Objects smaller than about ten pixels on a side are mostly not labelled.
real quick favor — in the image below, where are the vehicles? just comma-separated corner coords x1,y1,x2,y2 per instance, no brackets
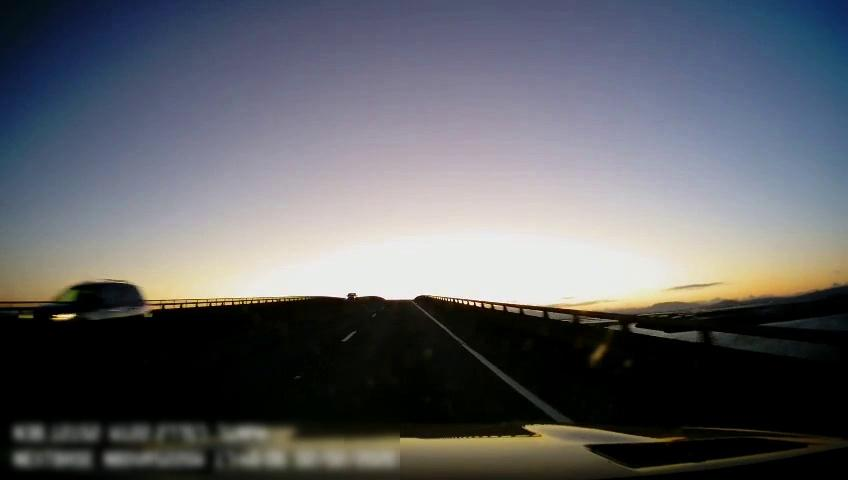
17,282,146,321
347,292,357,301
